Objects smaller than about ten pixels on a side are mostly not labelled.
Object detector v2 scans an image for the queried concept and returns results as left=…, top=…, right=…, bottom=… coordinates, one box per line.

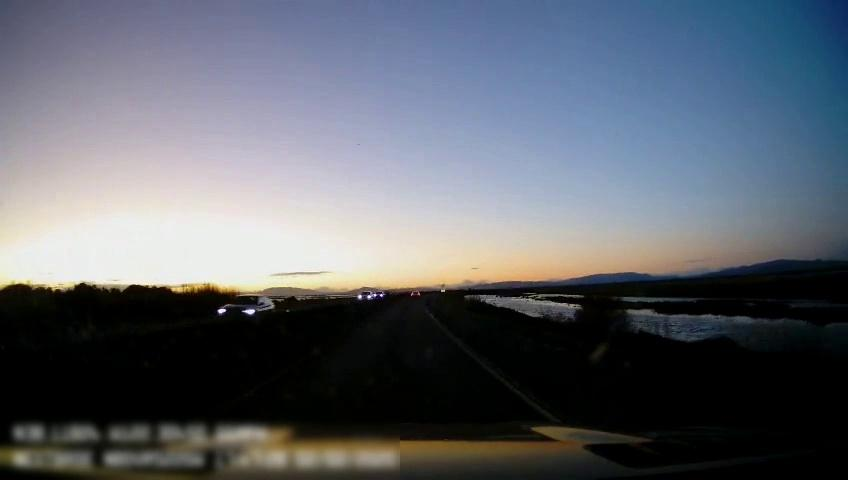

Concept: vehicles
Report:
left=356, top=290, right=374, bottom=302
left=410, top=290, right=421, bottom=298
left=373, top=290, right=386, bottom=299
left=217, top=293, right=276, bottom=322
